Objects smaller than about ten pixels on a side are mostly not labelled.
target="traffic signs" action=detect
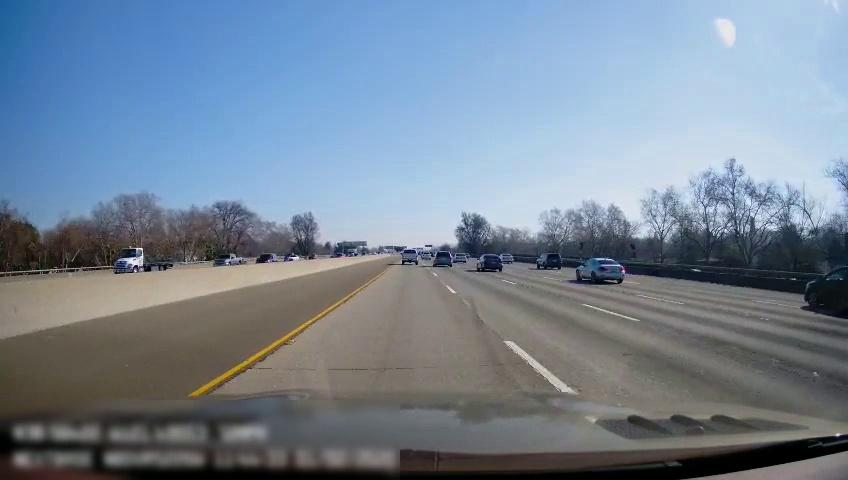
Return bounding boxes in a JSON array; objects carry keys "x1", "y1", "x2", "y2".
[
  {"x1": 342, "y1": 241, "x2": 354, "y2": 247},
  {"x1": 354, "y1": 240, "x2": 368, "y2": 247}
]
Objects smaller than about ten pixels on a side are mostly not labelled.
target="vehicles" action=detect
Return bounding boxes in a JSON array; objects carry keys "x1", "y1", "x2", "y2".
[
  {"x1": 498, "y1": 253, "x2": 515, "y2": 264},
  {"x1": 255, "y1": 253, "x2": 278, "y2": 264},
  {"x1": 803, "y1": 265, "x2": 848, "y2": 310},
  {"x1": 113, "y1": 245, "x2": 175, "y2": 274},
  {"x1": 214, "y1": 253, "x2": 243, "y2": 267},
  {"x1": 452, "y1": 253, "x2": 467, "y2": 264},
  {"x1": 475, "y1": 253, "x2": 503, "y2": 273},
  {"x1": 574, "y1": 258, "x2": 627, "y2": 285},
  {"x1": 288, "y1": 254, "x2": 300, "y2": 262},
  {"x1": 421, "y1": 252, "x2": 432, "y2": 261},
  {"x1": 432, "y1": 250, "x2": 453, "y2": 268},
  {"x1": 400, "y1": 249, "x2": 419, "y2": 266},
  {"x1": 536, "y1": 252, "x2": 562, "y2": 270}
]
